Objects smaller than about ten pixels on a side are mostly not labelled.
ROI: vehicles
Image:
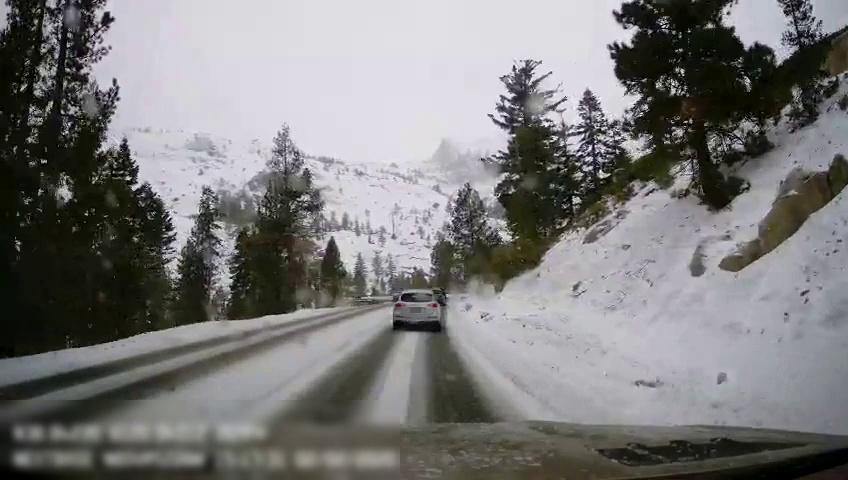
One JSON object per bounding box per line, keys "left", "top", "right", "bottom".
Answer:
{"left": 430, "top": 288, "right": 448, "bottom": 306}
{"left": 392, "top": 289, "right": 441, "bottom": 332}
